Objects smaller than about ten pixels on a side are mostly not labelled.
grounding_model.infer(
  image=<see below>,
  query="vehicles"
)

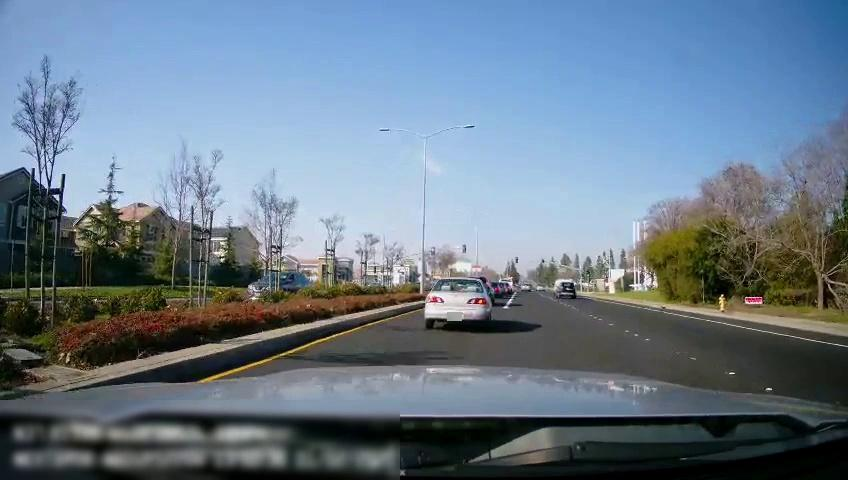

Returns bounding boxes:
[476,276,496,306]
[246,271,313,300]
[424,277,492,331]
[501,282,508,295]
[520,282,531,292]
[490,282,505,299]
[504,283,513,295]
[551,281,577,300]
